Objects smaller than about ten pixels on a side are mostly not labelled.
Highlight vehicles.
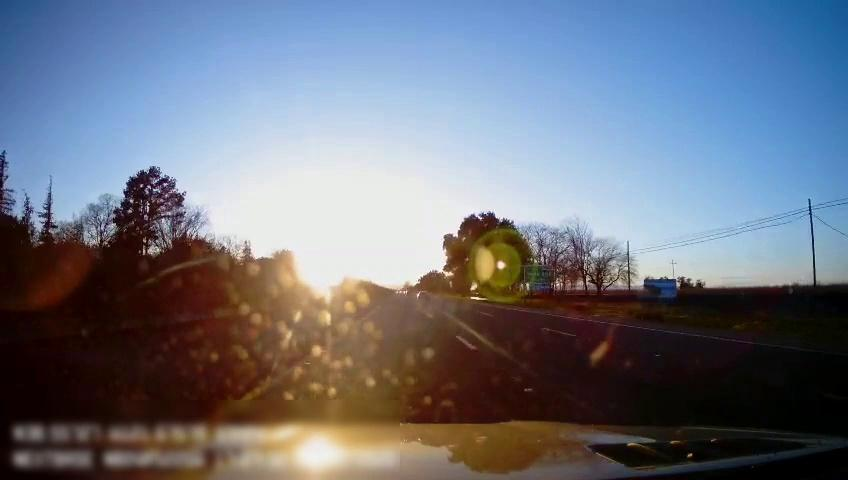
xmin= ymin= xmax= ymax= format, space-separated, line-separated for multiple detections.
xmin=417 ymin=291 xmax=428 ymax=300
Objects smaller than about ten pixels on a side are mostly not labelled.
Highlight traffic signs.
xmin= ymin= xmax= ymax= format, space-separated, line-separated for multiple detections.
xmin=643 ymin=278 xmax=677 ymax=302
xmin=525 ymin=267 xmax=555 ymax=284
